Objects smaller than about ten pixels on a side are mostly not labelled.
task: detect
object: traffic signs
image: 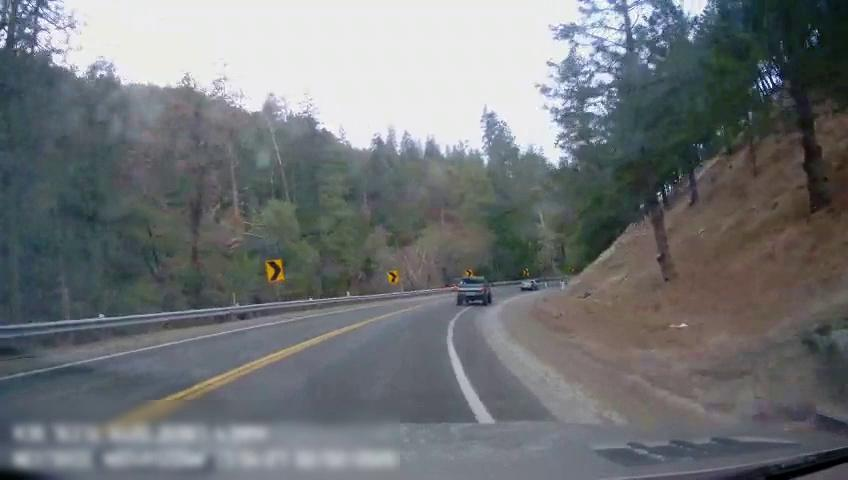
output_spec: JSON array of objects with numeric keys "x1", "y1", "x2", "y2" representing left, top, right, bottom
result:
[
  {"x1": 265, "y1": 259, "x2": 285, "y2": 283},
  {"x1": 387, "y1": 270, "x2": 399, "y2": 284}
]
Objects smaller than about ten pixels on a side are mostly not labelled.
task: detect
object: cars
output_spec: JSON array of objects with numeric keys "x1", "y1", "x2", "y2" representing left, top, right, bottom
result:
[{"x1": 520, "y1": 279, "x2": 538, "y2": 292}]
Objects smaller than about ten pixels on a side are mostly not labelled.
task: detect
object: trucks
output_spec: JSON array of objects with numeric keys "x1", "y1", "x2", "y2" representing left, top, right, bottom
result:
[{"x1": 456, "y1": 275, "x2": 492, "y2": 305}]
